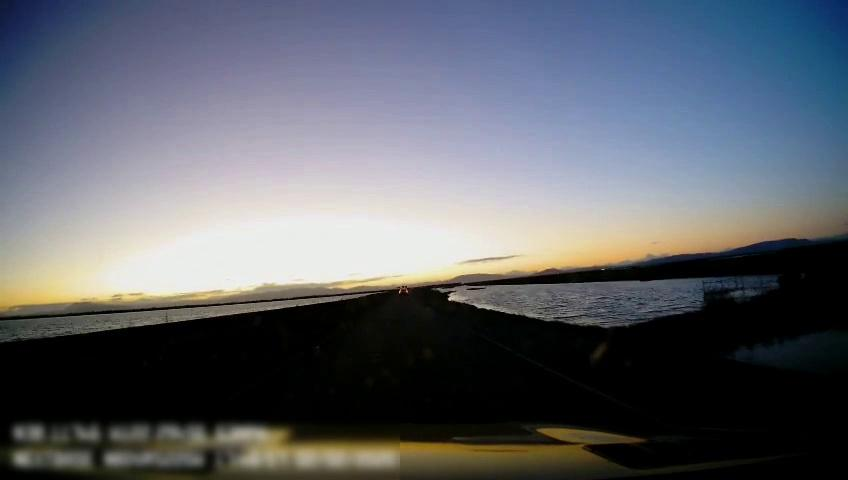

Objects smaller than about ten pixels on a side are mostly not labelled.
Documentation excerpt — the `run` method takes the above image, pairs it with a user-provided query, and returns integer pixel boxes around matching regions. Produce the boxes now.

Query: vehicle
[398,287,409,296]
